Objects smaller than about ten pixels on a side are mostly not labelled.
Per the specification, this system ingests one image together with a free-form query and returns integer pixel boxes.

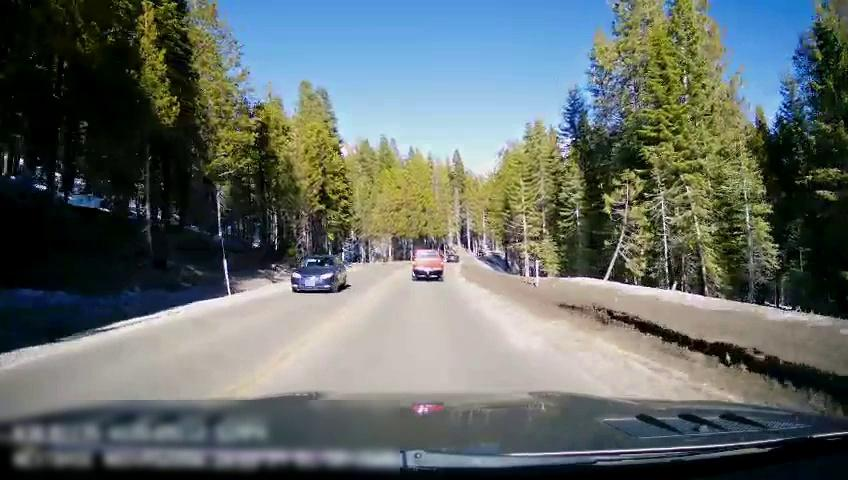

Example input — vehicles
[411,249,445,282]
[290,254,348,294]
[446,253,460,263]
